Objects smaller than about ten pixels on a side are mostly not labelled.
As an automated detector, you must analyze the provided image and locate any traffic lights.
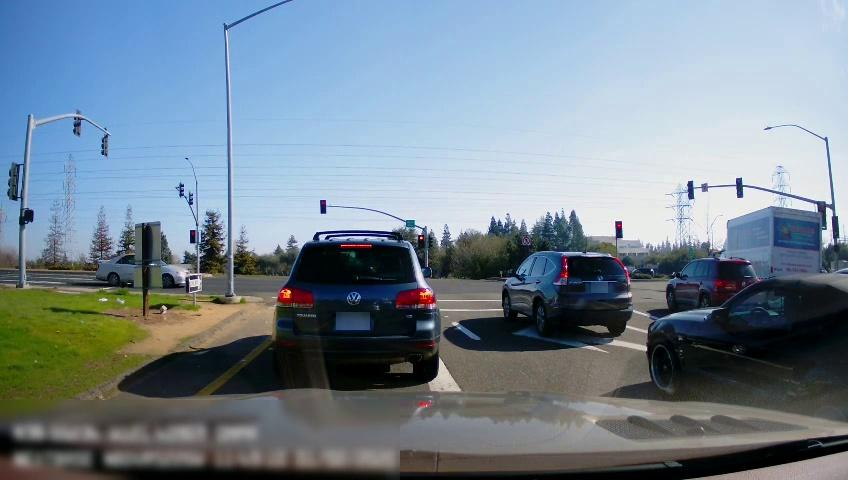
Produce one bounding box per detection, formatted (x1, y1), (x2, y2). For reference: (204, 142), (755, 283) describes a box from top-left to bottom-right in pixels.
(190, 229), (197, 243)
(176, 181), (185, 197)
(7, 164), (19, 202)
(320, 199), (327, 215)
(417, 235), (425, 247)
(23, 209), (34, 222)
(72, 111), (83, 136)
(100, 136), (108, 159)
(429, 237), (435, 250)
(615, 220), (624, 239)
(817, 200), (828, 230)
(188, 193), (195, 207)
(686, 178), (695, 200)
(737, 177), (746, 198)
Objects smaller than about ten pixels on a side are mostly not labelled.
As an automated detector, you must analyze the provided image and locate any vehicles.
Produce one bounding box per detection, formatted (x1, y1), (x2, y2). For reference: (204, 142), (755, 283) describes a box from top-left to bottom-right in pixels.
(665, 257), (758, 312)
(834, 267), (848, 275)
(502, 249), (634, 341)
(645, 272), (848, 415)
(715, 207), (816, 279)
(94, 253), (195, 289)
(272, 237), (443, 382)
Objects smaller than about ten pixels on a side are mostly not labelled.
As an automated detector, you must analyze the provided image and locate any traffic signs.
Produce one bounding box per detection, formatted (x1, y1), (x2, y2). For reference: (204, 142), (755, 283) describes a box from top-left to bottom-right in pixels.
(405, 220), (416, 228)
